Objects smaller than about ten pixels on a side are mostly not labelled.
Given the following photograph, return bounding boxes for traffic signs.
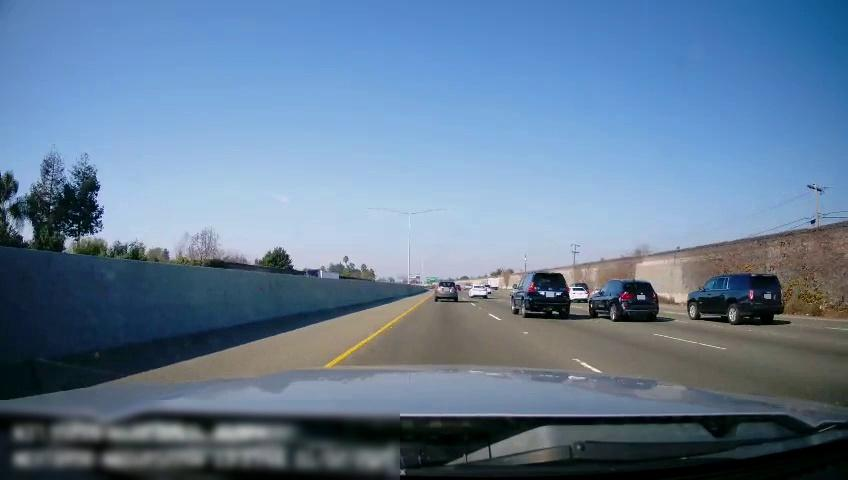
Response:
[408,273,421,280]
[426,277,438,282]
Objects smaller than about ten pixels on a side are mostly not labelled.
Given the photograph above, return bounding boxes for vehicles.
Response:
[509,271,571,319]
[568,286,588,303]
[569,282,590,298]
[588,279,659,323]
[305,269,340,280]
[482,284,492,295]
[434,280,459,303]
[468,285,488,299]
[509,284,520,297]
[686,272,784,325]
[488,278,499,291]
